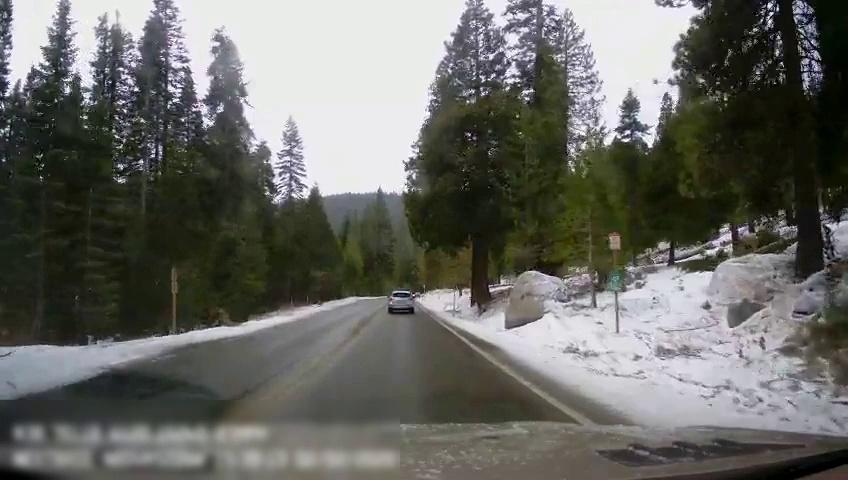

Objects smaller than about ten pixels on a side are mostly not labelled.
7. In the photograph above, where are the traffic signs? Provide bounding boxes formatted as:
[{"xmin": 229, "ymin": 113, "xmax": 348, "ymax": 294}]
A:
[
  {"xmin": 610, "ymin": 274, "xmax": 621, "ymax": 290},
  {"xmin": 609, "ymin": 233, "xmax": 621, "ymax": 250}
]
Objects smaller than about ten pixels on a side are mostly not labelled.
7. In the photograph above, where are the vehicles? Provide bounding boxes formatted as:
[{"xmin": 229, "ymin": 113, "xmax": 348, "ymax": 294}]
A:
[
  {"xmin": 396, "ymin": 287, "xmax": 411, "ymax": 291},
  {"xmin": 387, "ymin": 290, "xmax": 416, "ymax": 314}
]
